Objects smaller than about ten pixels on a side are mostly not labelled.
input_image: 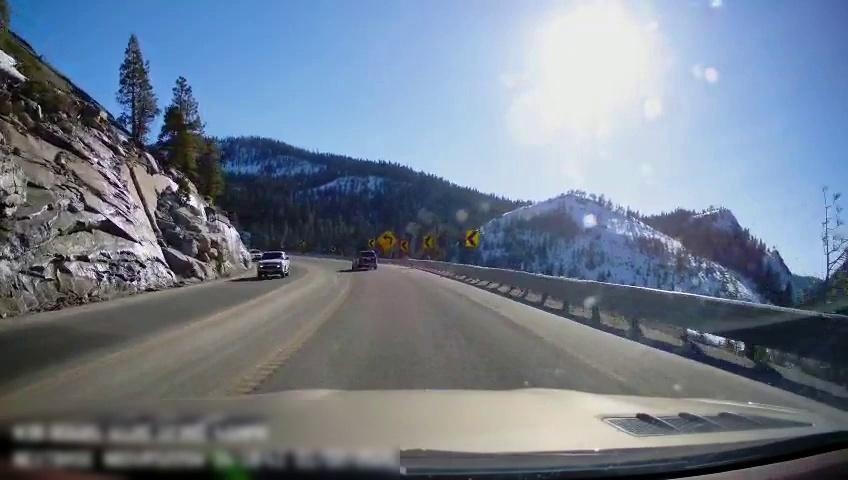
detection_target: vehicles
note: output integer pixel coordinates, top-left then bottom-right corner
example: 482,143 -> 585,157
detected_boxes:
248,248 -> 264,263
257,251 -> 290,278
352,248 -> 379,271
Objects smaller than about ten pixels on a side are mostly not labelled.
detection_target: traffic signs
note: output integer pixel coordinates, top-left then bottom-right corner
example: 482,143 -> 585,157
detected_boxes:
377,230 -> 395,252
399,239 -> 410,250
423,234 -> 434,250
367,238 -> 378,249
465,228 -> 482,250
